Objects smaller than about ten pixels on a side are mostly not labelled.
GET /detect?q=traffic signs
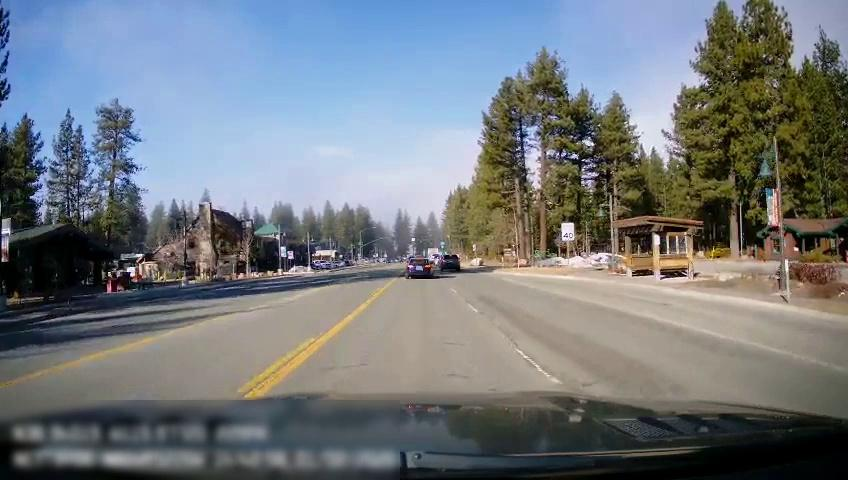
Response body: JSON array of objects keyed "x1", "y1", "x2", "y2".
[{"x1": 561, "y1": 223, "x2": 576, "y2": 241}]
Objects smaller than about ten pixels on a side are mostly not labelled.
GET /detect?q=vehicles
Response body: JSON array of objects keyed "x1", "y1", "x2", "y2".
[
  {"x1": 100, "y1": 271, "x2": 146, "y2": 293},
  {"x1": 440, "y1": 254, "x2": 460, "y2": 272},
  {"x1": 406, "y1": 257, "x2": 431, "y2": 278}
]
